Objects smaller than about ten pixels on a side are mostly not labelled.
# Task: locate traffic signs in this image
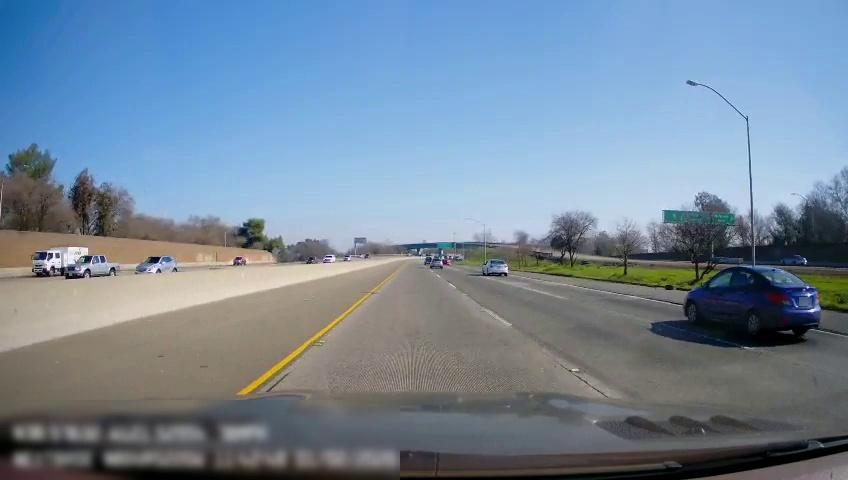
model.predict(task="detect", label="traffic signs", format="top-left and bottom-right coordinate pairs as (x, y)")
top-left (436, 241), bottom-right (453, 250)
top-left (662, 209), bottom-right (737, 226)
top-left (355, 237), bottom-right (367, 244)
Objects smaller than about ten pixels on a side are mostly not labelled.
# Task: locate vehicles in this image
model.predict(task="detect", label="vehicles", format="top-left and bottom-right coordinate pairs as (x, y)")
top-left (304, 255), bottom-right (319, 265)
top-left (323, 255), bottom-right (337, 263)
top-left (683, 265), bottom-right (822, 341)
top-left (31, 246), bottom-right (89, 277)
top-left (135, 256), bottom-right (180, 275)
top-left (233, 256), bottom-right (247, 265)
top-left (482, 259), bottom-right (509, 276)
top-left (430, 259), bottom-right (443, 269)
top-left (783, 254), bottom-right (807, 266)
top-left (63, 255), bottom-right (121, 280)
